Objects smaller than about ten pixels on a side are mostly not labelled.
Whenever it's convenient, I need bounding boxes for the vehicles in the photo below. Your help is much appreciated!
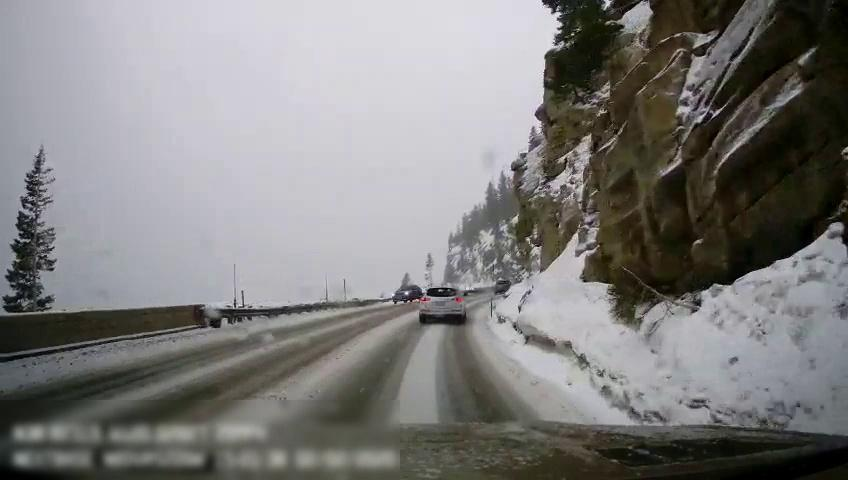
[393,283,424,305]
[495,279,514,295]
[417,284,469,326]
